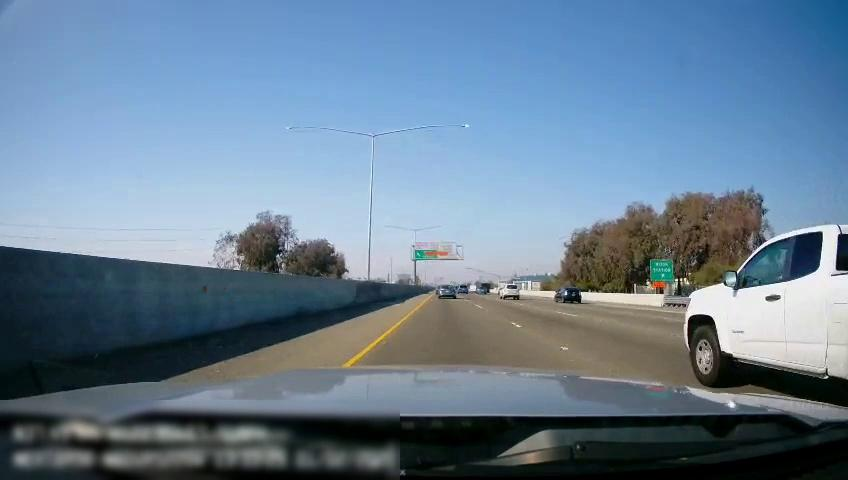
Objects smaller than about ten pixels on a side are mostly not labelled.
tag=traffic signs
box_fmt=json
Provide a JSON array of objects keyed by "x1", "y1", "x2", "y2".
[{"x1": 650, "y1": 259, "x2": 674, "y2": 282}]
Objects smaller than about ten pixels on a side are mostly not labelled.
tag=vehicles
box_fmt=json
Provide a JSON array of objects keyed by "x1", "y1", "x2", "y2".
[
  {"x1": 684, "y1": 224, "x2": 848, "y2": 388},
  {"x1": 436, "y1": 283, "x2": 457, "y2": 300},
  {"x1": 531, "y1": 281, "x2": 541, "y2": 291},
  {"x1": 457, "y1": 284, "x2": 469, "y2": 295},
  {"x1": 481, "y1": 283, "x2": 491, "y2": 294},
  {"x1": 499, "y1": 284, "x2": 520, "y2": 300},
  {"x1": 555, "y1": 287, "x2": 582, "y2": 303}
]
